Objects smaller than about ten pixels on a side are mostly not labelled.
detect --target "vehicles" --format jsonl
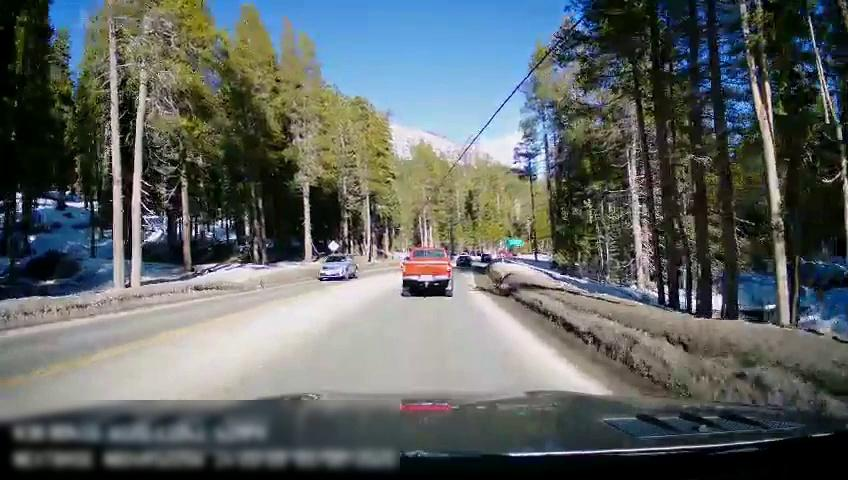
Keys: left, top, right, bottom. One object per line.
{"left": 480, "top": 252, "right": 492, "bottom": 263}
{"left": 318, "top": 253, "right": 357, "bottom": 282}
{"left": 398, "top": 247, "right": 455, "bottom": 298}
{"left": 455, "top": 254, "right": 473, "bottom": 268}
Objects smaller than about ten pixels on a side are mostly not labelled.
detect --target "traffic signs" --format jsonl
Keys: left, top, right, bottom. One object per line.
{"left": 506, "top": 238, "right": 525, "bottom": 248}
